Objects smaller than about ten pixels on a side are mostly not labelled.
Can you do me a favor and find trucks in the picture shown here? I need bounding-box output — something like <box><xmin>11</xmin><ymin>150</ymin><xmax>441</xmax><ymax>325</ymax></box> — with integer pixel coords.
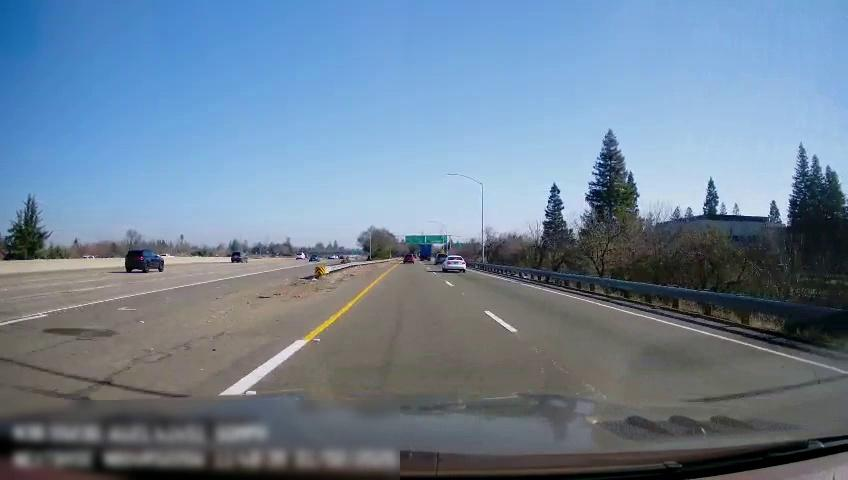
<box><xmin>418</xmin><ymin>243</ymin><xmax>432</xmax><ymax>262</ymax></box>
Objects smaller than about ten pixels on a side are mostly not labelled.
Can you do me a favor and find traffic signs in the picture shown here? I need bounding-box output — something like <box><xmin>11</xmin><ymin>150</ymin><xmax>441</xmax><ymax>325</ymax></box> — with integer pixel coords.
<box><xmin>426</xmin><ymin>234</ymin><xmax>446</xmax><ymax>244</ymax></box>
<box><xmin>406</xmin><ymin>236</ymin><xmax>424</xmax><ymax>245</ymax></box>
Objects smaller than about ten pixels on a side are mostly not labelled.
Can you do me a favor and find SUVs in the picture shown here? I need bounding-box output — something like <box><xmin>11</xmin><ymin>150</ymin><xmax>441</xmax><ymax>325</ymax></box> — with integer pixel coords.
<box><xmin>433</xmin><ymin>252</ymin><xmax>448</xmax><ymax>265</ymax></box>
<box><xmin>294</xmin><ymin>250</ymin><xmax>307</xmax><ymax>261</ymax></box>
<box><xmin>230</xmin><ymin>250</ymin><xmax>250</xmax><ymax>264</ymax></box>
<box><xmin>402</xmin><ymin>253</ymin><xmax>416</xmax><ymax>265</ymax></box>
<box><xmin>124</xmin><ymin>248</ymin><xmax>165</xmax><ymax>274</ymax></box>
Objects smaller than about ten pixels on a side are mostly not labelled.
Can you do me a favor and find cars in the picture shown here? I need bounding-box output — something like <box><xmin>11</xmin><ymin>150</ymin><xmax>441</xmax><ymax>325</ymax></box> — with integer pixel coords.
<box><xmin>441</xmin><ymin>255</ymin><xmax>468</xmax><ymax>273</ymax></box>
